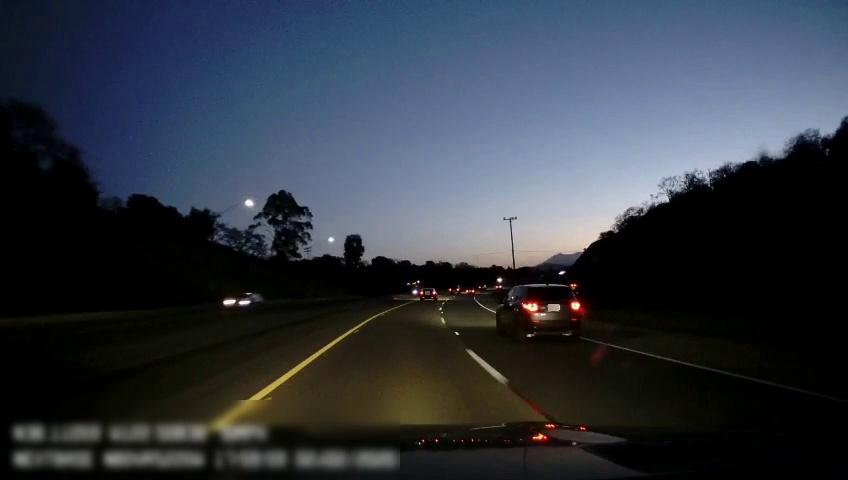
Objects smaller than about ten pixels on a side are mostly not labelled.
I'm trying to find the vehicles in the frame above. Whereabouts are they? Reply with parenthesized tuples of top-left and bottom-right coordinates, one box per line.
(448, 285, 461, 295)
(420, 286, 439, 302)
(221, 290, 266, 308)
(465, 288, 477, 298)
(496, 284, 584, 334)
